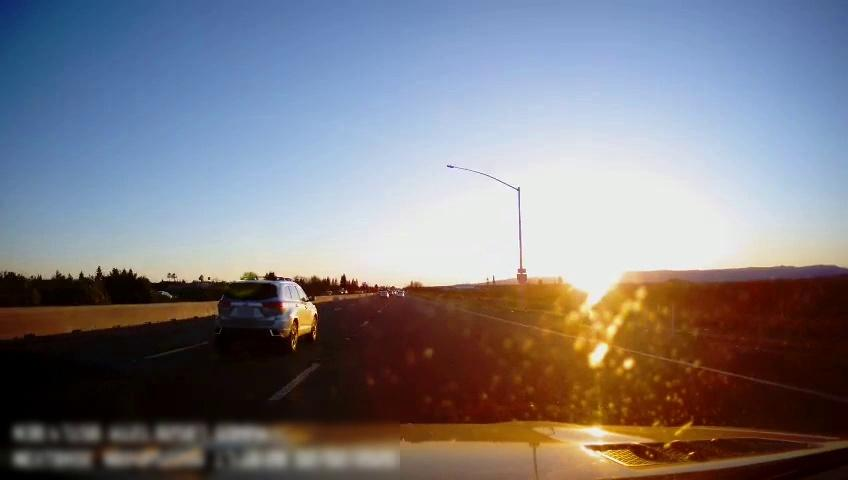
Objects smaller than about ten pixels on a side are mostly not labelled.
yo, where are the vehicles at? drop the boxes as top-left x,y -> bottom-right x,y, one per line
216,276 -> 320,353
152,290 -> 173,302
377,290 -> 389,299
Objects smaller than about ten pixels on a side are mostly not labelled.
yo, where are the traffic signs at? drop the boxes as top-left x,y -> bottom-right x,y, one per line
516,274 -> 528,282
